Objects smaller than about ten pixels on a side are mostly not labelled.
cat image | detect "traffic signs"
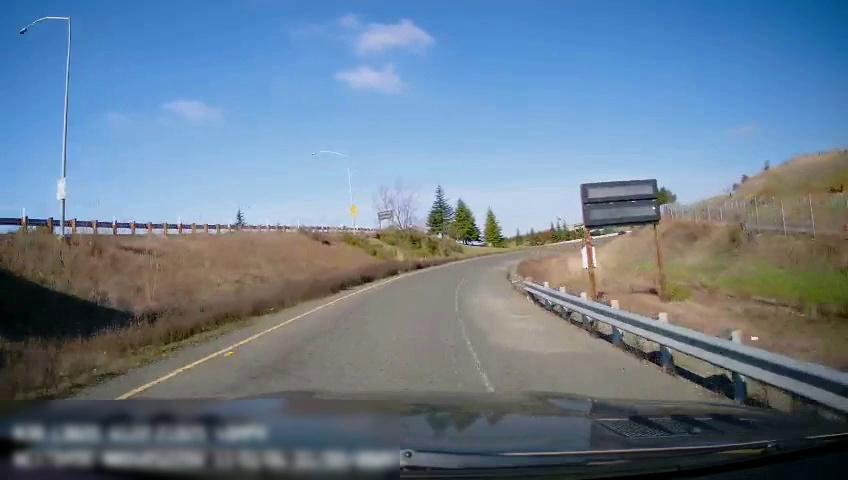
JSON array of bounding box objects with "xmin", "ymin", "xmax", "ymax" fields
[
  {"xmin": 55, "ymin": 176, "xmax": 67, "ymax": 201},
  {"xmin": 347, "ymin": 203, "xmax": 360, "ymax": 219}
]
